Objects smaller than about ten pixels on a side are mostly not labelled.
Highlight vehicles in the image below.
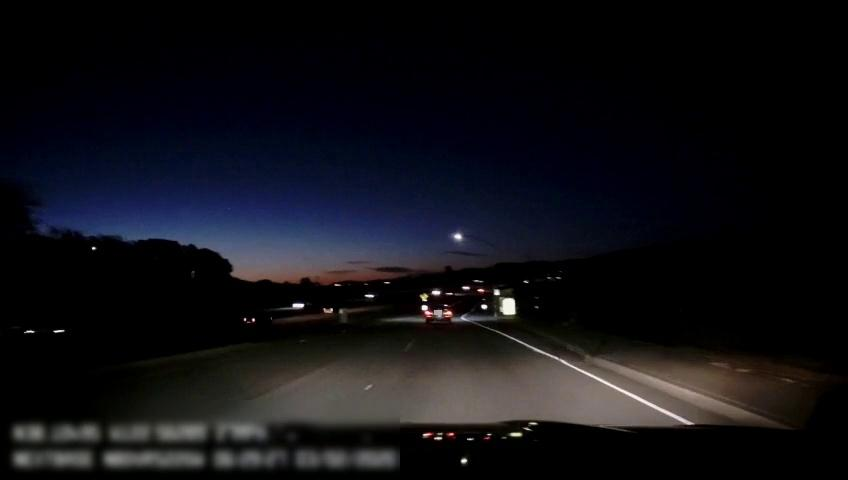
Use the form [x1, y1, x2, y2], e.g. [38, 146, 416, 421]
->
[241, 311, 273, 328]
[322, 306, 339, 315]
[424, 302, 454, 327]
